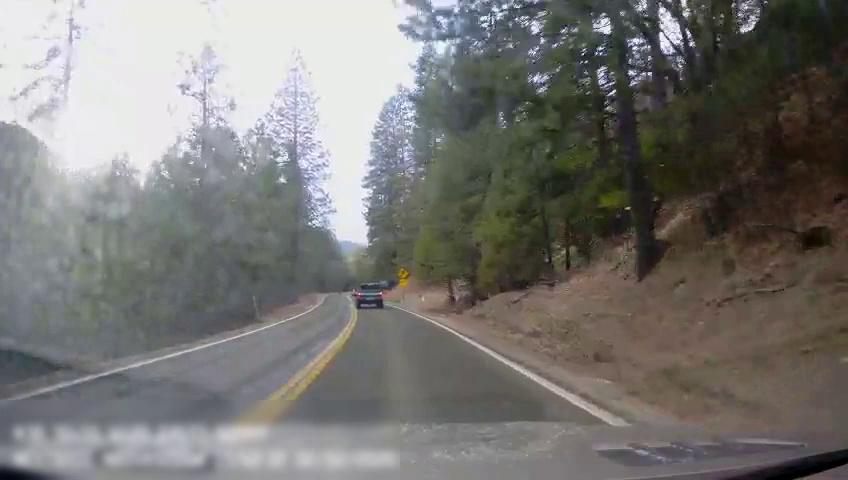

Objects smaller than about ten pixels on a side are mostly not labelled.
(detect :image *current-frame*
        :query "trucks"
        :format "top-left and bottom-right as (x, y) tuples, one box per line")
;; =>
(354, 284), (384, 310)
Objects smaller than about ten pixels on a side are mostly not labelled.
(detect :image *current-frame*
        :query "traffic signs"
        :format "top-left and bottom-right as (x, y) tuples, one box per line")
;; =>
(397, 267), (410, 279)
(399, 278), (408, 289)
